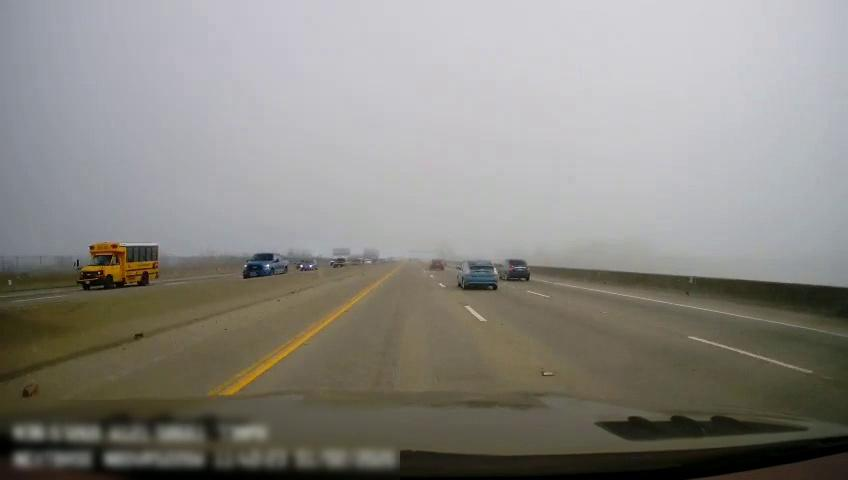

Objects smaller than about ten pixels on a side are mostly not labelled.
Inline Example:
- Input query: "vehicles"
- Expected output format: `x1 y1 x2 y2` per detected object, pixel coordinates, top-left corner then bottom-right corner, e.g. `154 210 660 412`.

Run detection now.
299 260 320 272
455 259 500 291
73 242 161 291
429 259 445 271
332 257 348 268
241 251 290 280
497 258 531 282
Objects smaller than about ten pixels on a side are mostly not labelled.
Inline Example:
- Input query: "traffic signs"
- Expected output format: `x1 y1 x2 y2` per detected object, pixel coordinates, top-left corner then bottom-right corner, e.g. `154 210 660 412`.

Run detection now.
408 249 432 254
